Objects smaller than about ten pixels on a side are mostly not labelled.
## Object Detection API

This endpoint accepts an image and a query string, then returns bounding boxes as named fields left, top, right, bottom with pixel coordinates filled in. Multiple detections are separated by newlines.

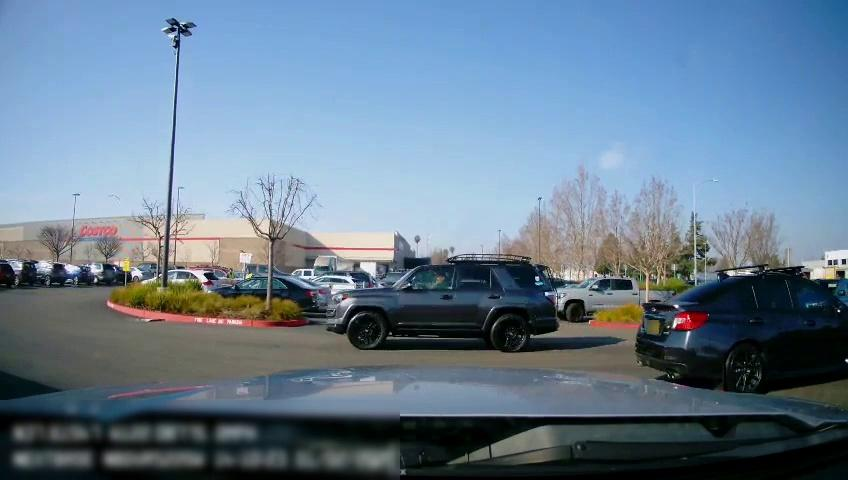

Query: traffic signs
left=122, top=257, right=131, bottom=271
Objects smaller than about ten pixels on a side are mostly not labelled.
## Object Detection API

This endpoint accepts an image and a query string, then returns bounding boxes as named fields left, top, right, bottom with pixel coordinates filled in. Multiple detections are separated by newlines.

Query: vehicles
left=289, top=268, right=318, bottom=283
left=114, top=265, right=132, bottom=286
left=311, top=275, right=359, bottom=297
left=130, top=267, right=145, bottom=284
left=309, top=281, right=334, bottom=315
left=323, top=252, right=561, bottom=352
left=0, top=261, right=17, bottom=291
left=86, top=263, right=118, bottom=286
left=553, top=277, right=580, bottom=288
left=312, top=253, right=354, bottom=277
left=218, top=273, right=322, bottom=315
left=34, top=259, right=66, bottom=288
left=64, top=264, right=95, bottom=288
left=5, top=259, right=40, bottom=289
left=631, top=262, right=848, bottom=396
left=320, top=271, right=378, bottom=288
left=139, top=268, right=230, bottom=295
left=556, top=277, right=667, bottom=325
